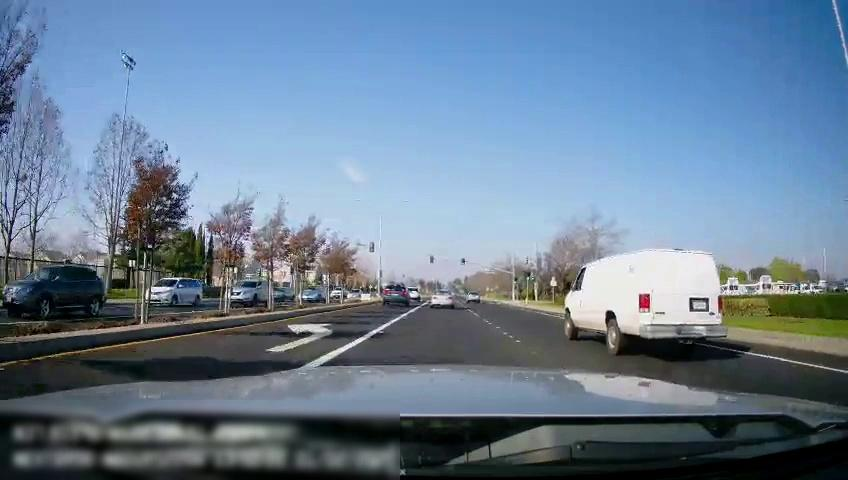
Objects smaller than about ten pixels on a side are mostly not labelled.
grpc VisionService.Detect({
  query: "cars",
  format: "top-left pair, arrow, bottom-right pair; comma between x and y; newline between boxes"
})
430,288 -> 455,309
302,286 -> 329,303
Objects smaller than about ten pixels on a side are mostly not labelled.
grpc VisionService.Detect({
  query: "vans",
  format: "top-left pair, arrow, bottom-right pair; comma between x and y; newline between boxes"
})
559,246 -> 730,356
143,277 -> 204,308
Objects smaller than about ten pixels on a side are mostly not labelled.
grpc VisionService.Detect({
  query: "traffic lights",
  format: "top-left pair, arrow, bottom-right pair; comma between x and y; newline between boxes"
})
368,240 -> 375,253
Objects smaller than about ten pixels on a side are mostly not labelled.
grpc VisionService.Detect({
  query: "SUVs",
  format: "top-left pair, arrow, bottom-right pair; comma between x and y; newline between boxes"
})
0,263 -> 108,321
383,283 -> 410,306
406,286 -> 421,303
223,277 -> 273,308
464,291 -> 482,304
267,281 -> 297,302
330,287 -> 348,299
